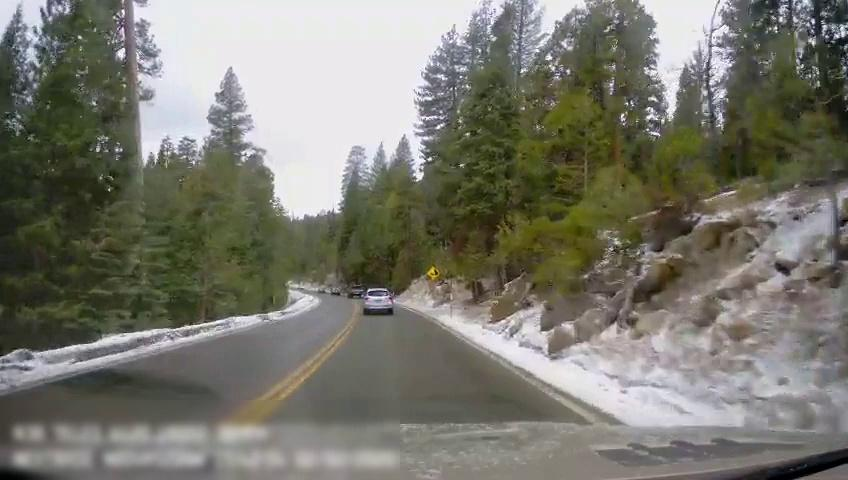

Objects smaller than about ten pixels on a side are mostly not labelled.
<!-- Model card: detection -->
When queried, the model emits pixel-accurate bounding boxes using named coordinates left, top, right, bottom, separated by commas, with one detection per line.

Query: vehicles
left=329, top=286, right=341, bottom=295
left=363, top=287, right=394, bottom=315
left=347, top=283, right=365, bottom=299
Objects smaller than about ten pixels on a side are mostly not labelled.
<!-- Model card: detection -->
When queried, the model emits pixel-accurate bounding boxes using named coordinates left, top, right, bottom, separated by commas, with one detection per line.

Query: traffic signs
left=425, top=264, right=441, bottom=282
